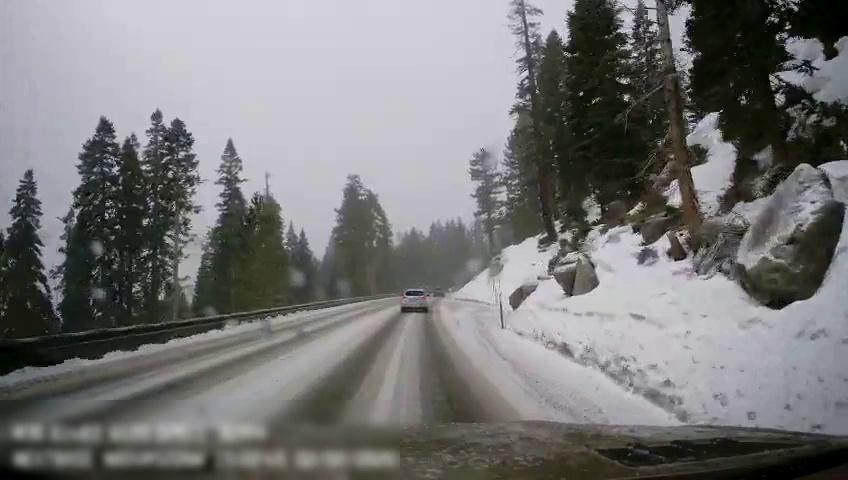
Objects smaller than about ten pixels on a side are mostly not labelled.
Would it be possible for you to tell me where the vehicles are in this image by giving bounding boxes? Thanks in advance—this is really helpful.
[433,288,447,298]
[401,287,434,313]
